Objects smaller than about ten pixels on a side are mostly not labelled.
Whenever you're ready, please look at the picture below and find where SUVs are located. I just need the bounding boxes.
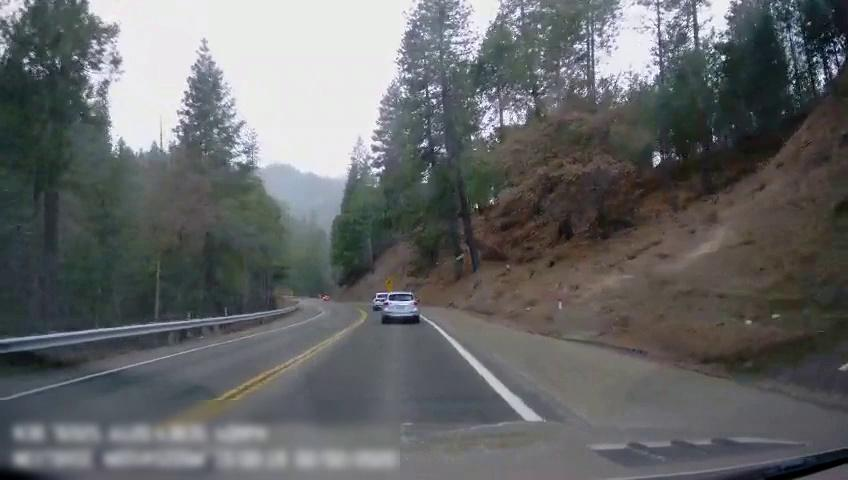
[381,292,420,324]
[372,292,389,311]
